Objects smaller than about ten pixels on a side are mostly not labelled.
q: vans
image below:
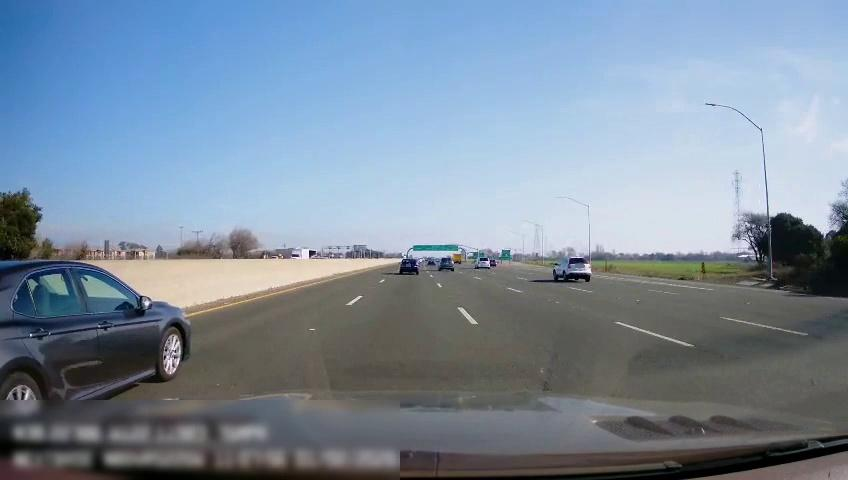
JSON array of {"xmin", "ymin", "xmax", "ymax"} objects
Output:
[{"xmin": 474, "ymin": 257, "xmax": 491, "ymax": 270}]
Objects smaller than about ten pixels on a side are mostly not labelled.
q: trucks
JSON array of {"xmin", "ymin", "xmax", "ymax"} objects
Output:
[
  {"xmin": 453, "ymin": 253, "xmax": 462, "ymax": 264},
  {"xmin": 290, "ymin": 247, "xmax": 310, "ymax": 260}
]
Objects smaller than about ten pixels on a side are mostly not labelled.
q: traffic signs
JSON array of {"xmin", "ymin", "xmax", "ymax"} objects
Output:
[
  {"xmin": 353, "ymin": 244, "xmax": 367, "ymax": 252},
  {"xmin": 412, "ymin": 244, "xmax": 459, "ymax": 252}
]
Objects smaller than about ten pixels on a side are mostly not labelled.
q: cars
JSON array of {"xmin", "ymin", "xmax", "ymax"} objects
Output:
[{"xmin": 0, "ymin": 258, "xmax": 194, "ymax": 417}]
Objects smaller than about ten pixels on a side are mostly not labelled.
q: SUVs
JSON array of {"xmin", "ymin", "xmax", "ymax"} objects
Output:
[
  {"xmin": 552, "ymin": 255, "xmax": 592, "ymax": 283},
  {"xmin": 400, "ymin": 259, "xmax": 419, "ymax": 275},
  {"xmin": 438, "ymin": 257, "xmax": 455, "ymax": 272}
]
